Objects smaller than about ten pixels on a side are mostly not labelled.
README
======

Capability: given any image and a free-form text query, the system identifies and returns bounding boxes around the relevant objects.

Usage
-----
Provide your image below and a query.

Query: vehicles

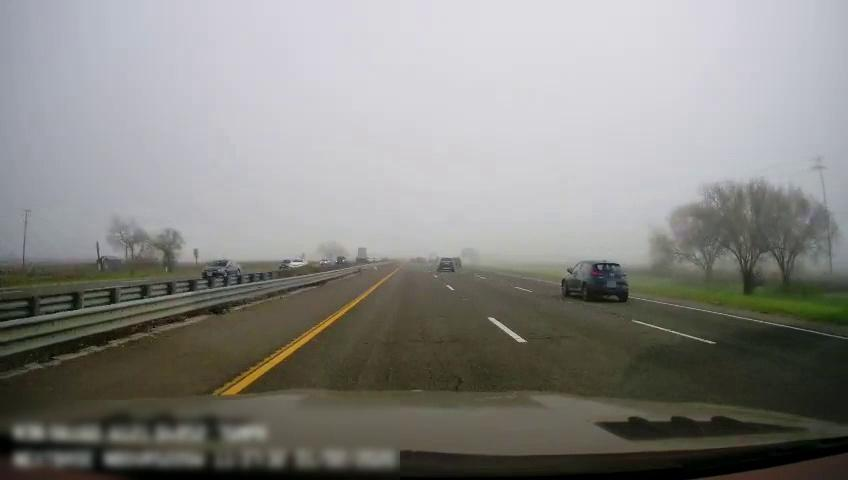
[278,259,293,270]
[559,259,630,303]
[319,258,331,266]
[335,256,348,265]
[357,247,368,260]
[427,252,438,263]
[201,259,242,279]
[435,257,456,273]
[288,258,309,269]
[447,256,462,268]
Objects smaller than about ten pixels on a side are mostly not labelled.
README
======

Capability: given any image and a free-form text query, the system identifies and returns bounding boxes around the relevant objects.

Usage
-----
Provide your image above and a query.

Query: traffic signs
[461,247,478,257]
